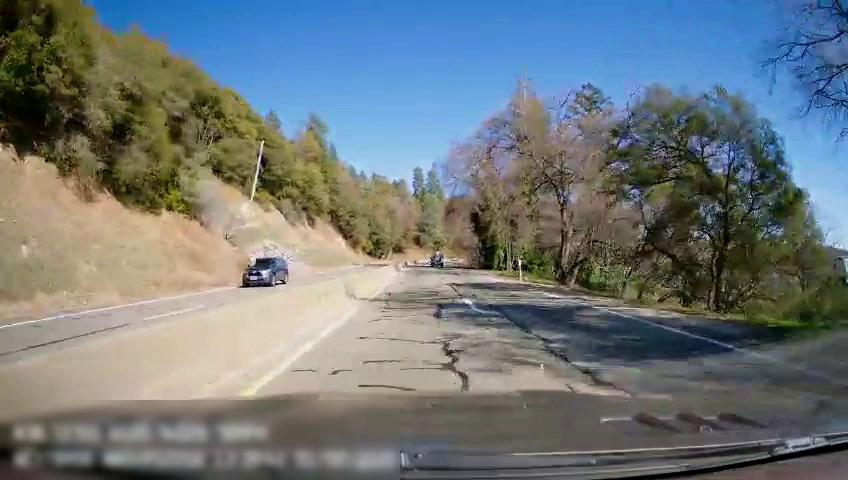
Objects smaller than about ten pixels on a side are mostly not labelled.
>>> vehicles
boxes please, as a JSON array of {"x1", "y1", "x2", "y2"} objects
[
  {"x1": 430, "y1": 251, "x2": 444, "y2": 268},
  {"x1": 241, "y1": 256, "x2": 290, "y2": 288}
]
